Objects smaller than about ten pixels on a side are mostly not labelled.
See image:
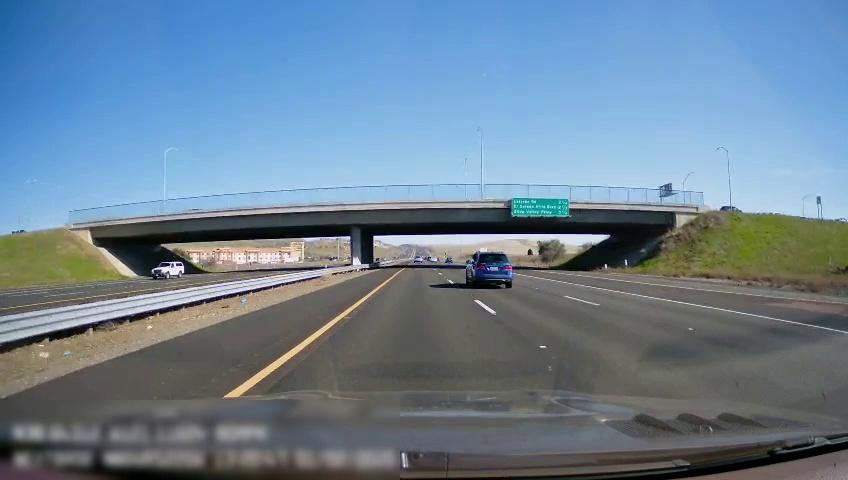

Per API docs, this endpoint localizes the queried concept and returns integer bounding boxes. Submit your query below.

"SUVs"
[151,261,185,280]
[464,252,513,289]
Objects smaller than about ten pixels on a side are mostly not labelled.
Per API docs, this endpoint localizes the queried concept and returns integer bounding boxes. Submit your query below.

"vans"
[719,206,742,213]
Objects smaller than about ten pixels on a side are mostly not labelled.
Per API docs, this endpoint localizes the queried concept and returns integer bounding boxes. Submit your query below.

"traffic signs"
[511,197,569,217]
